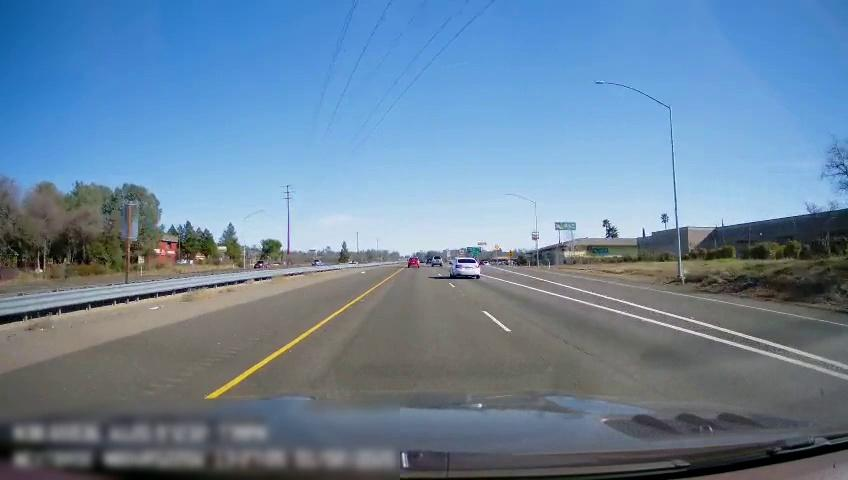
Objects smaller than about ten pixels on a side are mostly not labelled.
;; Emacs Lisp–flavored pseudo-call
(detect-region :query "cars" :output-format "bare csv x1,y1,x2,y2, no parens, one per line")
447,257,480,280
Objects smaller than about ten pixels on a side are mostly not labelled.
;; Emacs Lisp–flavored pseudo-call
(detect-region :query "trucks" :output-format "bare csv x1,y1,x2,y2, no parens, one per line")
312,259,326,267
254,260,272,270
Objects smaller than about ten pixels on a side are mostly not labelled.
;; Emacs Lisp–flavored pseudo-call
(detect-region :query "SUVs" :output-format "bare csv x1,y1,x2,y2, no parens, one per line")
407,256,421,268
431,255,444,267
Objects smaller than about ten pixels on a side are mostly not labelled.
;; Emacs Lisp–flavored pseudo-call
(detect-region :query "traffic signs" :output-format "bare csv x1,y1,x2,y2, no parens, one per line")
555,221,576,231
470,247,480,256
